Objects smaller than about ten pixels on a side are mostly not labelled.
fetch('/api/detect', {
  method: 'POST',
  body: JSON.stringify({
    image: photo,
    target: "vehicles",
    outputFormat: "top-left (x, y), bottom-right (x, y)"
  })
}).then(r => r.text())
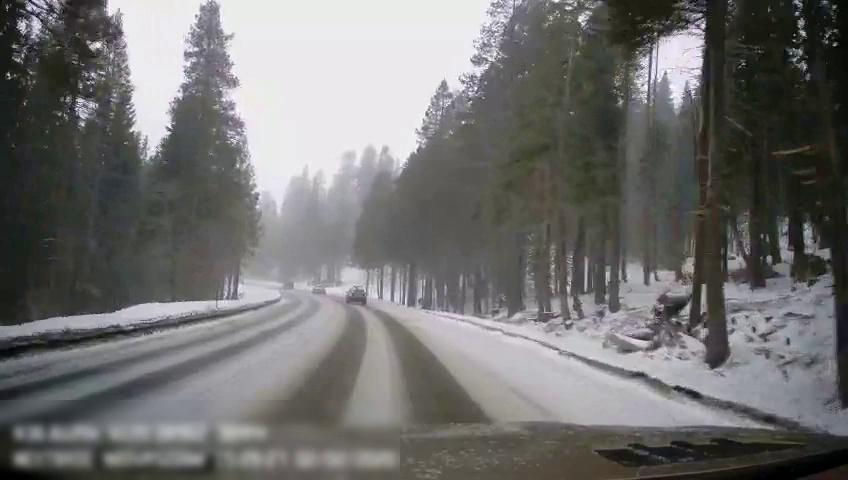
top-left (345, 286), bottom-right (367, 305)
top-left (312, 286), bottom-right (326, 295)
